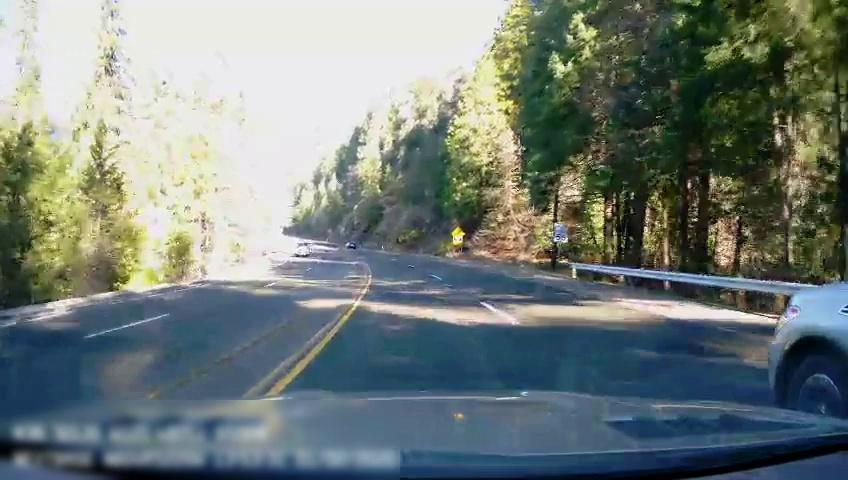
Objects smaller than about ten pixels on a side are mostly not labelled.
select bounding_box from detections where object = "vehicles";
[767,282,848,423]
[294,242,314,258]
[344,239,357,250]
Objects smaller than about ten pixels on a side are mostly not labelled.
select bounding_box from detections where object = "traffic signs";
[553,222,569,243]
[451,226,466,241]
[452,239,464,248]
